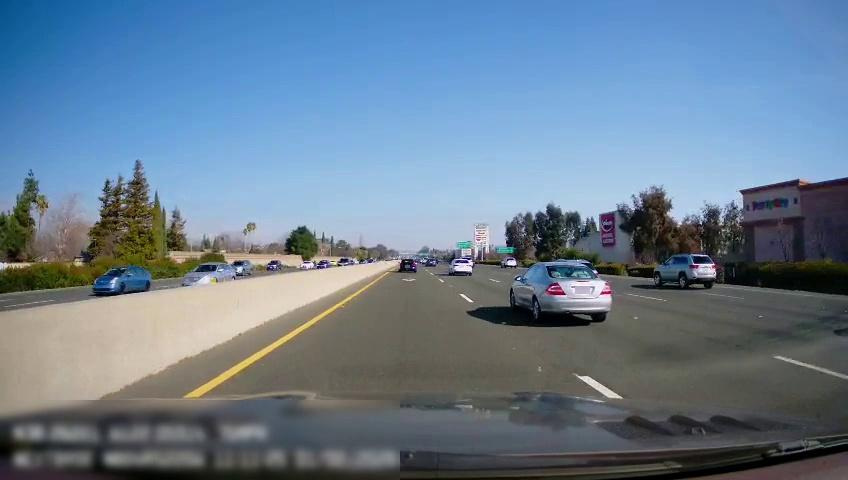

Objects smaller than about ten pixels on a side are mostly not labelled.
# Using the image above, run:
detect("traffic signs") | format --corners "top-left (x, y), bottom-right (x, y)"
top-left (456, 240), bottom-right (473, 249)
top-left (495, 246), bottom-right (514, 254)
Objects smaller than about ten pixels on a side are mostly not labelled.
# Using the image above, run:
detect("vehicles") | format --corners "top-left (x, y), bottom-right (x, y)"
top-left (316, 260), bottom-right (330, 269)
top-left (93, 266), bottom-right (153, 298)
top-left (232, 260), bottom-right (255, 277)
top-left (501, 257), bottom-right (517, 268)
top-left (455, 248), bottom-right (471, 258)
top-left (298, 260), bottom-right (315, 270)
top-left (265, 260), bottom-right (282, 271)
top-left (509, 262), bottom-right (614, 323)
top-left (653, 254), bottom-right (716, 291)
top-left (424, 259), bottom-right (436, 267)
top-left (461, 257), bottom-right (474, 268)
top-left (336, 258), bottom-right (350, 266)
top-left (448, 258), bottom-right (472, 276)
top-left (555, 258), bottom-right (600, 277)
top-left (183, 263), bottom-right (237, 287)
top-left (399, 257), bottom-right (417, 273)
